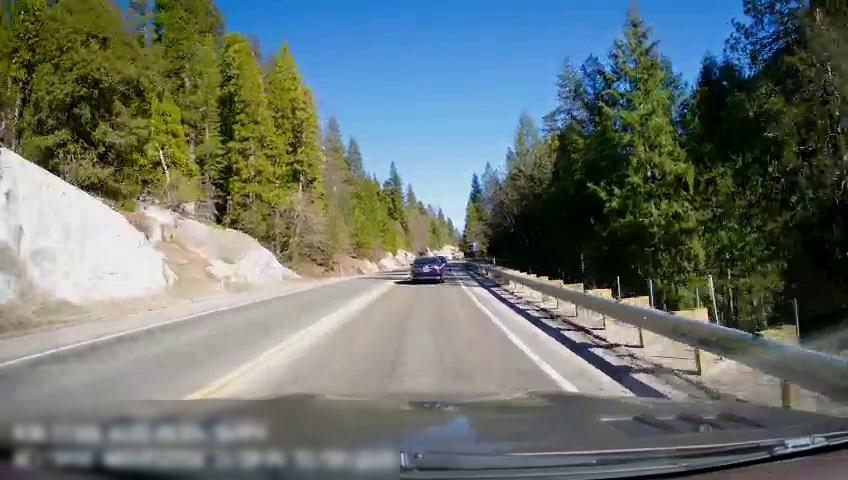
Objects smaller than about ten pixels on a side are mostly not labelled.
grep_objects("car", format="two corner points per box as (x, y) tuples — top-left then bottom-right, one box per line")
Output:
(410, 256), (445, 284)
